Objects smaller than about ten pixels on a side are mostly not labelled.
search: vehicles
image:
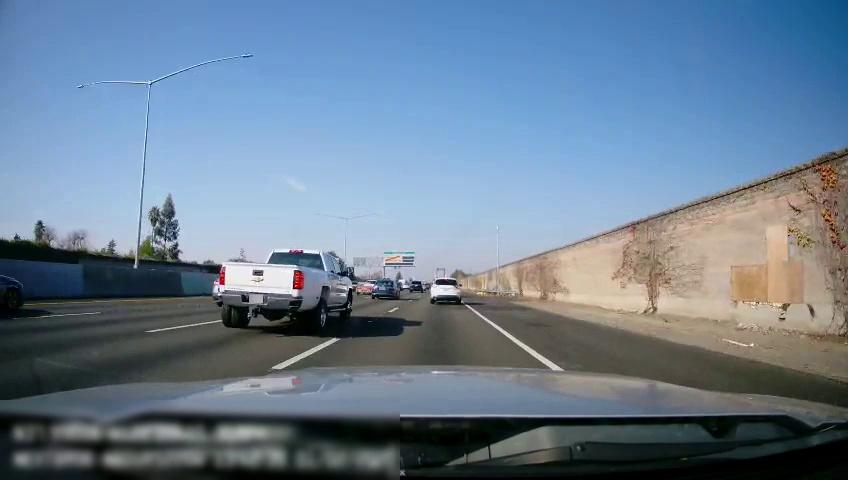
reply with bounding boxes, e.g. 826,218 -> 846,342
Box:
0,274 -> 25,315
212,278 -> 222,307
371,280 -> 401,300
409,281 -> 424,293
218,249 -> 355,335
430,278 -> 463,304
356,280 -> 377,295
